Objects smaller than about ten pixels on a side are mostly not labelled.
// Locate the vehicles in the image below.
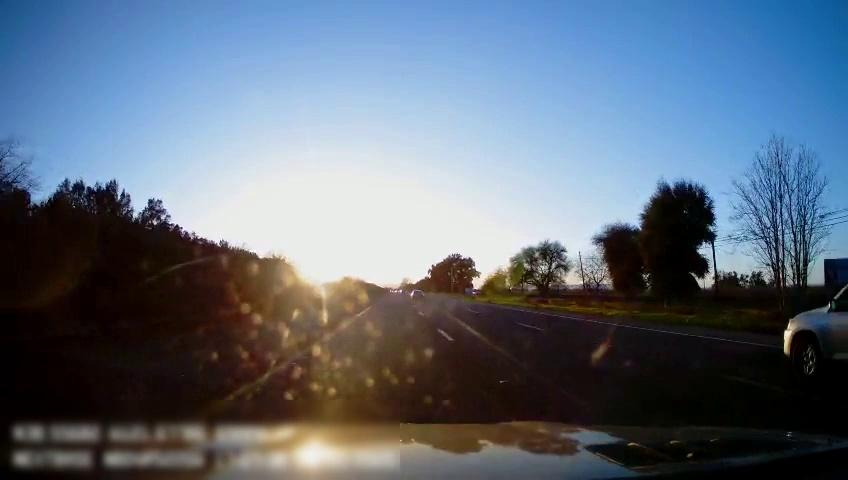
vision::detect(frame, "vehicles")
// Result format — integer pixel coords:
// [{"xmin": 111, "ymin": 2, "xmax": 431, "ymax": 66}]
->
[
  {"xmin": 782, "ymin": 285, "xmax": 848, "ymax": 385},
  {"xmin": 412, "ymin": 290, "xmax": 424, "ymax": 300}
]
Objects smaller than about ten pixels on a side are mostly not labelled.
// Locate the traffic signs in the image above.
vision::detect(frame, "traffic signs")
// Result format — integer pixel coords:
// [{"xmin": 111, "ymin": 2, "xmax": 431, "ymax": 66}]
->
[{"xmin": 823, "ymin": 258, "xmax": 848, "ymax": 285}]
